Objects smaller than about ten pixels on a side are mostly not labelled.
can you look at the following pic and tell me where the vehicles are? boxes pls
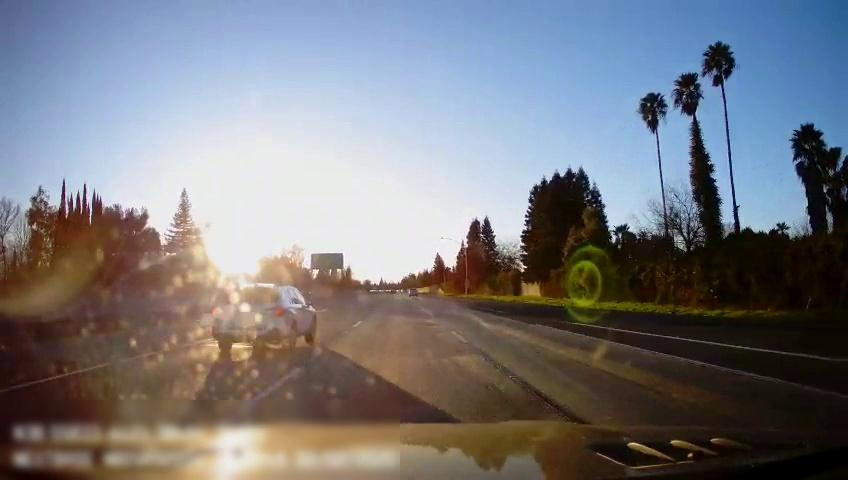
[407,287,419,297]
[209,284,317,353]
